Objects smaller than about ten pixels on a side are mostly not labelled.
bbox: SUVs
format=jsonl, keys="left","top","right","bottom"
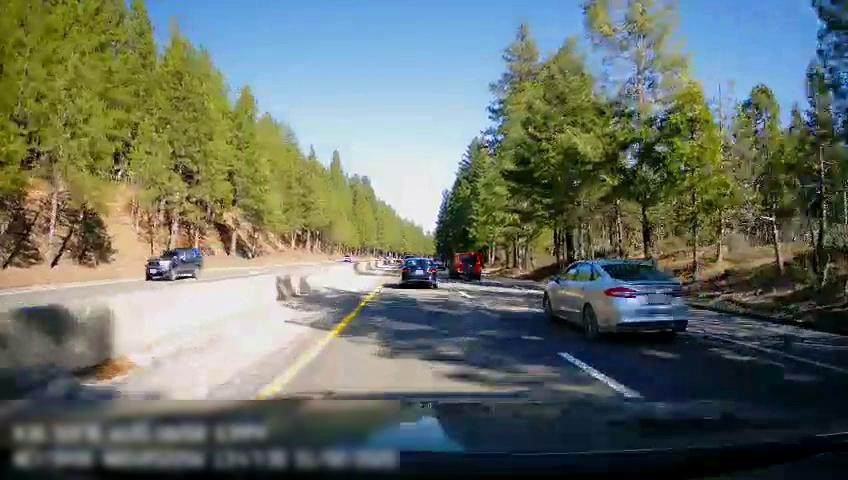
{"left": 145, "top": 248, "right": 203, "bottom": 281}
{"left": 432, "top": 258, "right": 446, "bottom": 270}
{"left": 448, "top": 252, "right": 481, "bottom": 279}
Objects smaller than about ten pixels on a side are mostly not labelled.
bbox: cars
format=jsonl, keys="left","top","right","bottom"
{"left": 540, "top": 258, "right": 689, "bottom": 341}
{"left": 399, "top": 256, "right": 440, "bottom": 289}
